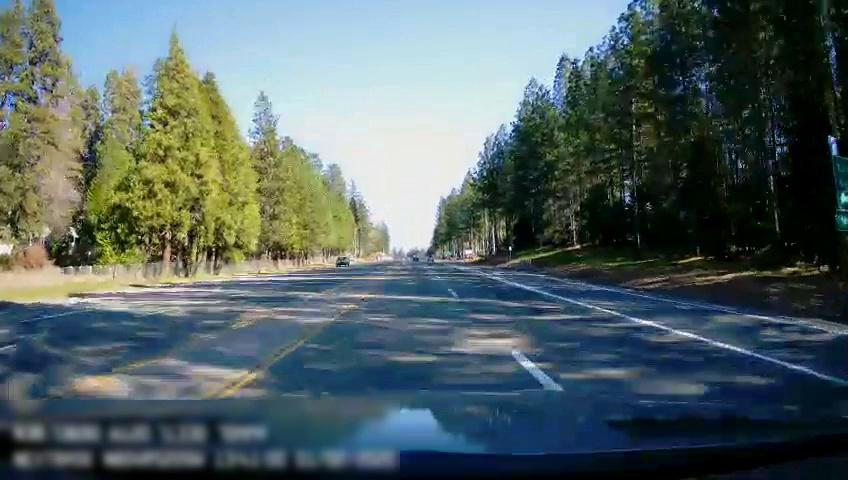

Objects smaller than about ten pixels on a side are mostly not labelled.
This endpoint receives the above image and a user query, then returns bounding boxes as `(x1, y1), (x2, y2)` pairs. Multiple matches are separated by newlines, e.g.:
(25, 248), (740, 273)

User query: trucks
(335, 256), (350, 267)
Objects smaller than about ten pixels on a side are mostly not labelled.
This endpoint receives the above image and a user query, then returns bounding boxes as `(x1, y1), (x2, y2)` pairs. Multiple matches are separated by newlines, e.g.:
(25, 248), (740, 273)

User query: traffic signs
(830, 154), (848, 211)
(834, 210), (848, 231)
